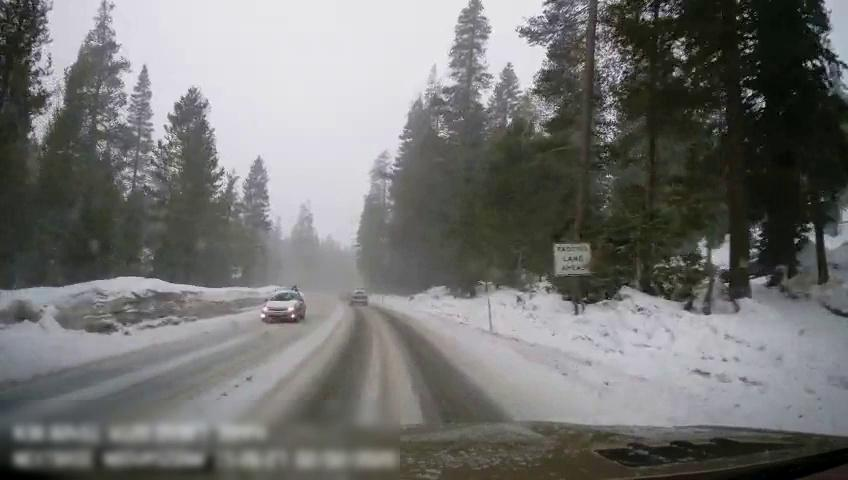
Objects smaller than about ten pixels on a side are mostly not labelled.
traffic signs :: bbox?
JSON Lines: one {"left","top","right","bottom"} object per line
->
{"left": 552, "top": 241, "right": 594, "bottom": 278}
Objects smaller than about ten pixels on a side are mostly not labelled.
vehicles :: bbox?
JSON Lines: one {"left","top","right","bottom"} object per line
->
{"left": 260, "top": 290, "right": 307, "bottom": 324}
{"left": 349, "top": 289, "right": 368, "bottom": 306}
